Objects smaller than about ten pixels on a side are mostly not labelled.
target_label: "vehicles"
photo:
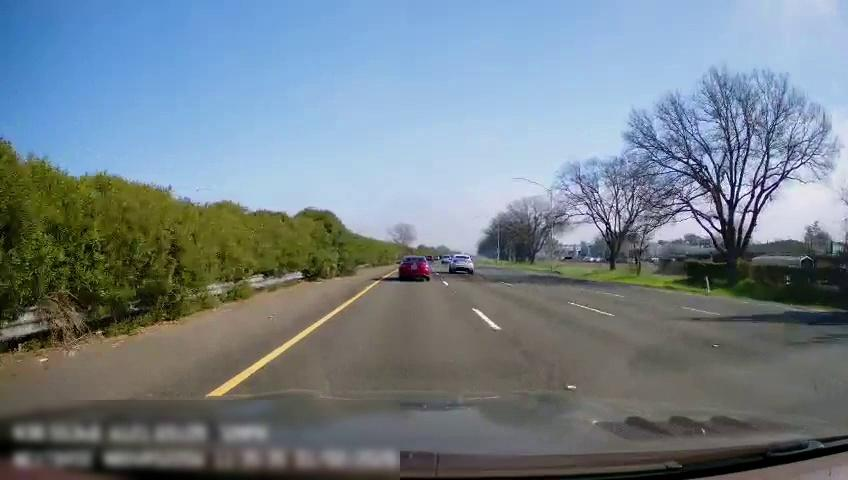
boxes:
[448,253,475,275]
[395,257,428,283]
[440,255,451,264]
